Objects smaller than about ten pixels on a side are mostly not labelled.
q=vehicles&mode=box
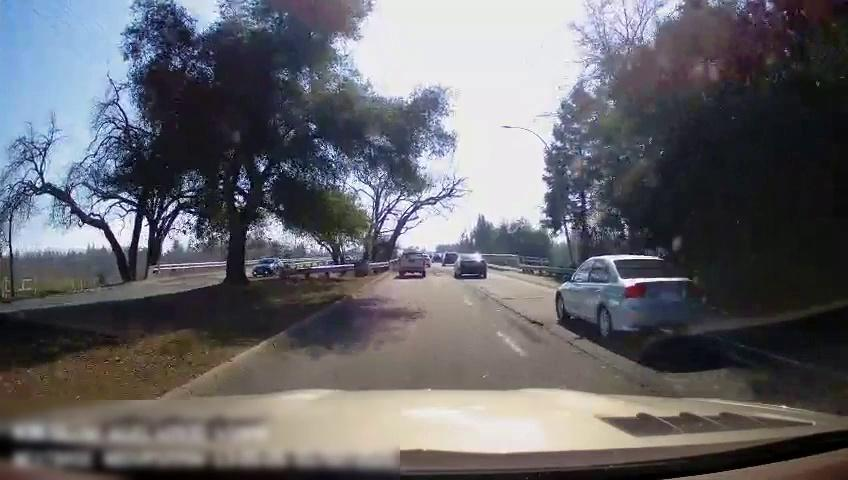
[553,253,708,341]
[442,253,457,267]
[397,246,427,278]
[251,256,291,279]
[453,252,488,279]
[431,253,442,264]
[424,255,433,269]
